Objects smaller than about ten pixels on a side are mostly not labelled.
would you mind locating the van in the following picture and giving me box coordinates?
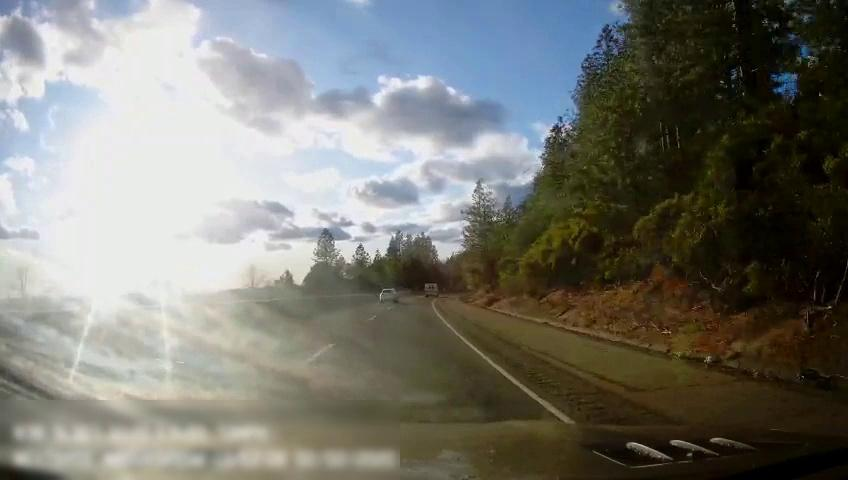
[424,282,439,297]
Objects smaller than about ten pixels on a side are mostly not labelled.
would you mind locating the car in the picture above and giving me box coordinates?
[379,287,399,303]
